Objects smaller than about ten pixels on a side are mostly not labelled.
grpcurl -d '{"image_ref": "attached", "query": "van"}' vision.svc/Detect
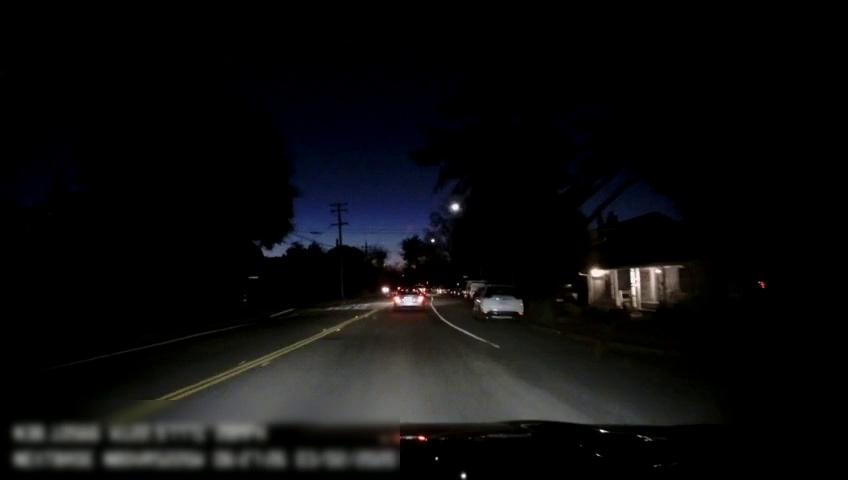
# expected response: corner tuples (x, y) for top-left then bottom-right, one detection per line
(461, 280), (486, 302)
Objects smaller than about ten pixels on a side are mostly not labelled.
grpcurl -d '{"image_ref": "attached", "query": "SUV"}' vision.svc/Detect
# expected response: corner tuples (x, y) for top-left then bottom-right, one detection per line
(473, 283), (524, 322)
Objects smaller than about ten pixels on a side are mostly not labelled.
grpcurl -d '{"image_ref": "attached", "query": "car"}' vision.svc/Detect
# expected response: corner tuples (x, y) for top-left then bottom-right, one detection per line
(392, 285), (425, 311)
